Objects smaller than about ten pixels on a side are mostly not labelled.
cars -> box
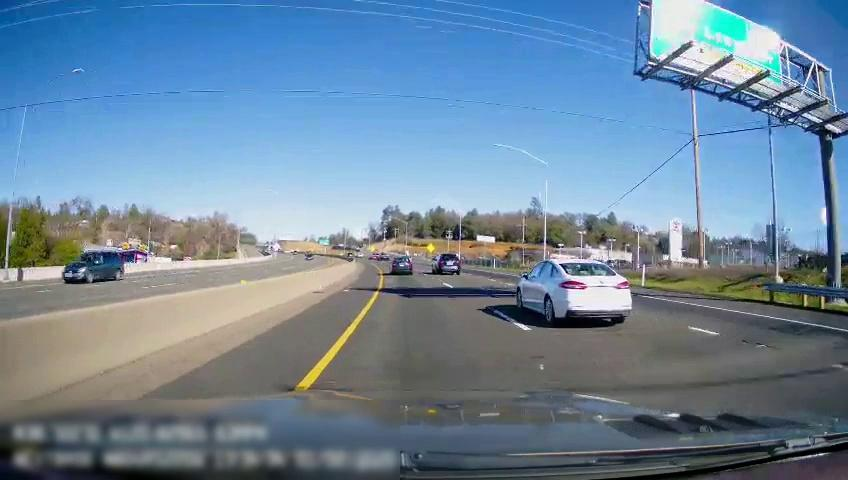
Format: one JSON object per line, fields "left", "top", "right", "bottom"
{"left": 515, "top": 259, "right": 633, "bottom": 326}
{"left": 390, "top": 256, "right": 414, "bottom": 276}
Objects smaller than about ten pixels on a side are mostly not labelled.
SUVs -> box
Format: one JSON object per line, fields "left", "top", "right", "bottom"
{"left": 63, "top": 251, "right": 124, "bottom": 285}
{"left": 430, "top": 252, "right": 461, "bottom": 276}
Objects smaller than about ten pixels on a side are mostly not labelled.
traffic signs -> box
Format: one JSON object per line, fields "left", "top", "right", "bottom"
{"left": 651, "top": 0, "right": 783, "bottom": 101}
{"left": 427, "top": 242, "right": 435, "bottom": 253}
{"left": 319, "top": 239, "right": 330, "bottom": 247}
